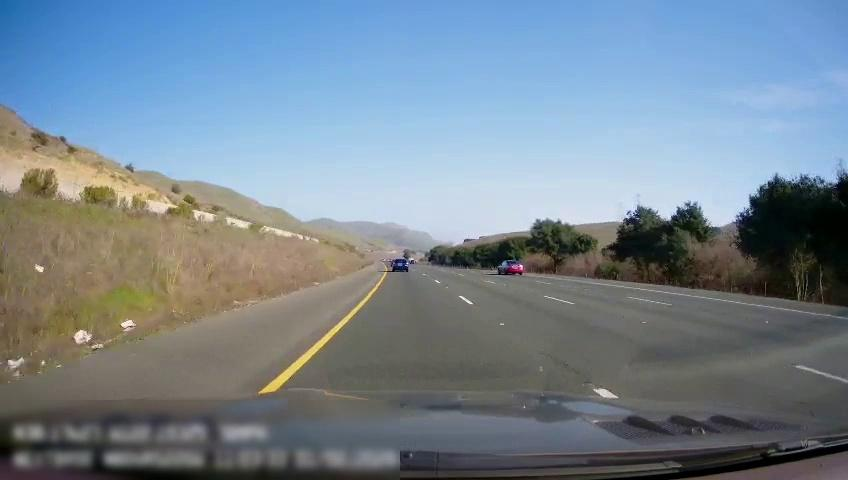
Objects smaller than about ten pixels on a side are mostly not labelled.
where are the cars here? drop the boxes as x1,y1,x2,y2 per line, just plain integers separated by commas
497,259,524,276
391,258,409,272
